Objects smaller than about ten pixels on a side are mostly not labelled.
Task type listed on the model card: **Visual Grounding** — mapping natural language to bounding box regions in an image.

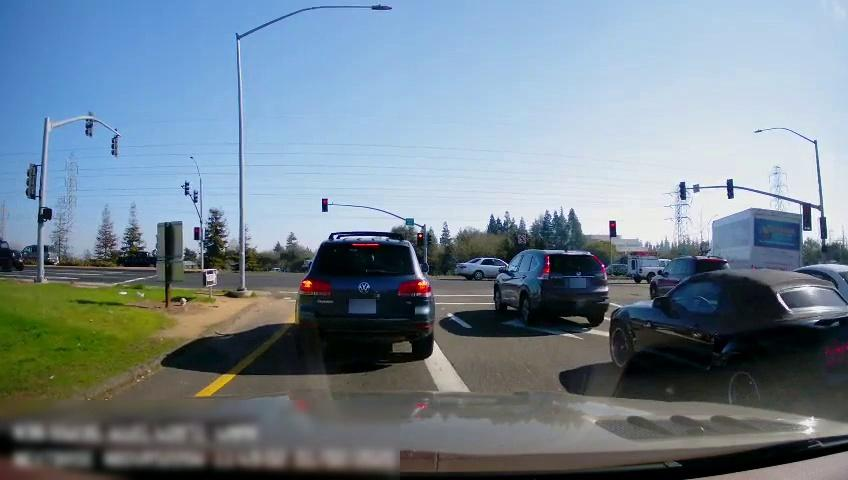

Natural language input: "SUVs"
[492,248,611,327]
[0,239,24,272]
[19,244,59,265]
[648,256,730,300]
[295,238,437,361]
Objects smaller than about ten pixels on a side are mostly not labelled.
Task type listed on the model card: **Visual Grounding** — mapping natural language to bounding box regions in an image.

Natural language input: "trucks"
[116,251,158,269]
[626,258,671,284]
[705,207,804,271]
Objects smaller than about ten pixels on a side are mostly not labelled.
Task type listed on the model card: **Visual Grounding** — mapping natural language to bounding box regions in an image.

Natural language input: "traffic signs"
[405,218,416,227]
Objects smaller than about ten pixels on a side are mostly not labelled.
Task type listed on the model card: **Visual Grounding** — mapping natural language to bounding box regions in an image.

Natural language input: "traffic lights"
[193,190,199,204]
[678,182,687,202]
[25,163,36,200]
[727,178,735,200]
[609,219,617,237]
[427,232,433,245]
[42,207,53,220]
[802,204,813,233]
[182,182,190,197]
[85,112,95,138]
[321,197,330,213]
[416,232,424,244]
[193,227,200,241]
[111,137,119,158]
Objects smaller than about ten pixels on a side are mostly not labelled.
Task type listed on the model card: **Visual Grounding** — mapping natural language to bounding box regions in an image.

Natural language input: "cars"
[607,269,848,410]
[790,263,848,299]
[454,256,510,283]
